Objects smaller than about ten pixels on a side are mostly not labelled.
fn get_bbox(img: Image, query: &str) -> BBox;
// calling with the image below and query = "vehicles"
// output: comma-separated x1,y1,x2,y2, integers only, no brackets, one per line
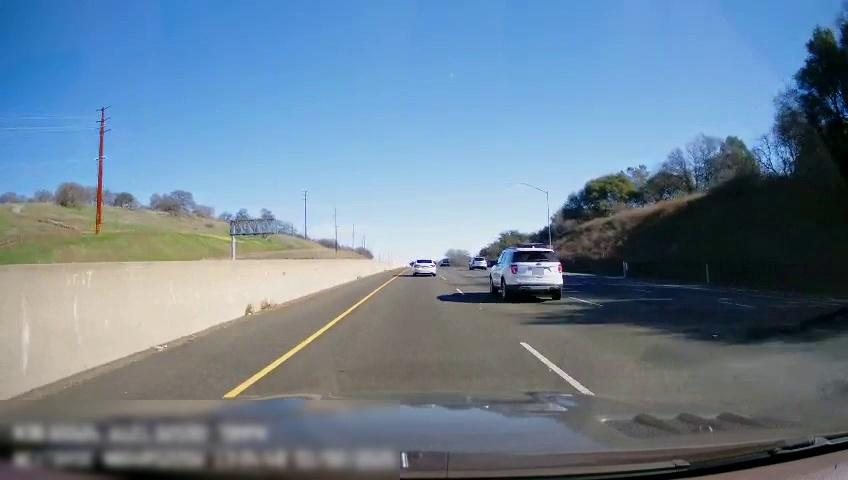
468,256,488,271
438,258,451,267
488,244,564,303
412,259,436,277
